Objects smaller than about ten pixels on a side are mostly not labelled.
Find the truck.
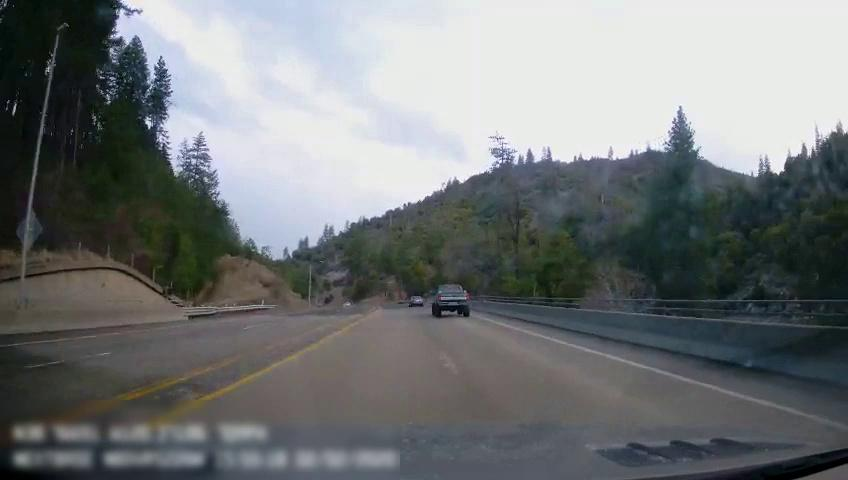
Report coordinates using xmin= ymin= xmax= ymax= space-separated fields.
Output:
xmin=431 ymin=285 xmax=471 ymax=318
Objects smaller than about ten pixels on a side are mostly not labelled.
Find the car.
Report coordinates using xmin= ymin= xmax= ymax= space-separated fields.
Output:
xmin=408 ymin=295 xmax=424 ymax=307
